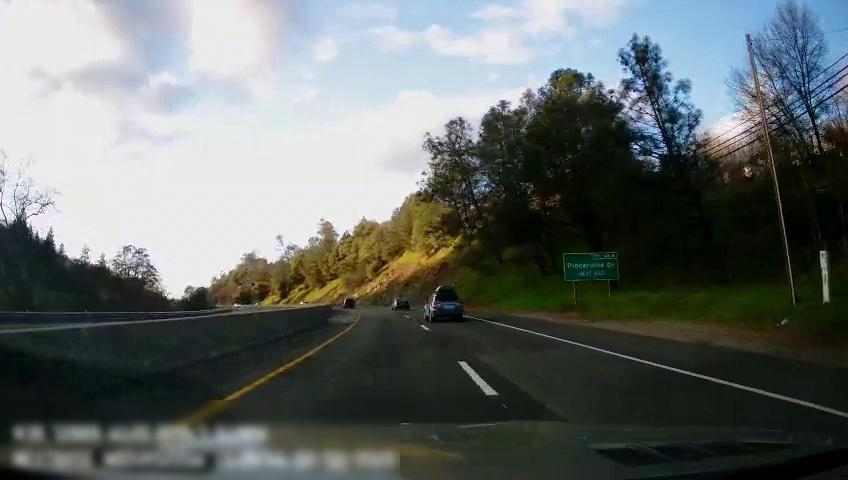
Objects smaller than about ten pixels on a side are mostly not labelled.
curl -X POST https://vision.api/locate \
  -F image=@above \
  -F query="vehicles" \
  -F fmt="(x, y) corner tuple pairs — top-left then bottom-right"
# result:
(342, 298), (357, 309)
(390, 297), (411, 311)
(422, 286), (465, 322)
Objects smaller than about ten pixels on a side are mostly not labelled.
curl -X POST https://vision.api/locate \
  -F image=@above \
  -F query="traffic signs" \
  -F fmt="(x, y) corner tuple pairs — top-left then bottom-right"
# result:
(561, 252), (621, 282)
